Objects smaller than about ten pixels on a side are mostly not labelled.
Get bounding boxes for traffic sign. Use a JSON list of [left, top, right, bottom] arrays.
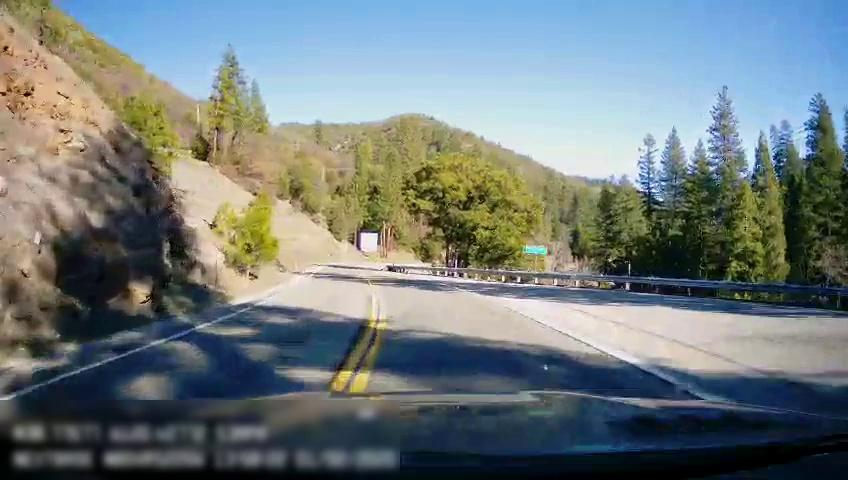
[[522, 245, 548, 256]]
